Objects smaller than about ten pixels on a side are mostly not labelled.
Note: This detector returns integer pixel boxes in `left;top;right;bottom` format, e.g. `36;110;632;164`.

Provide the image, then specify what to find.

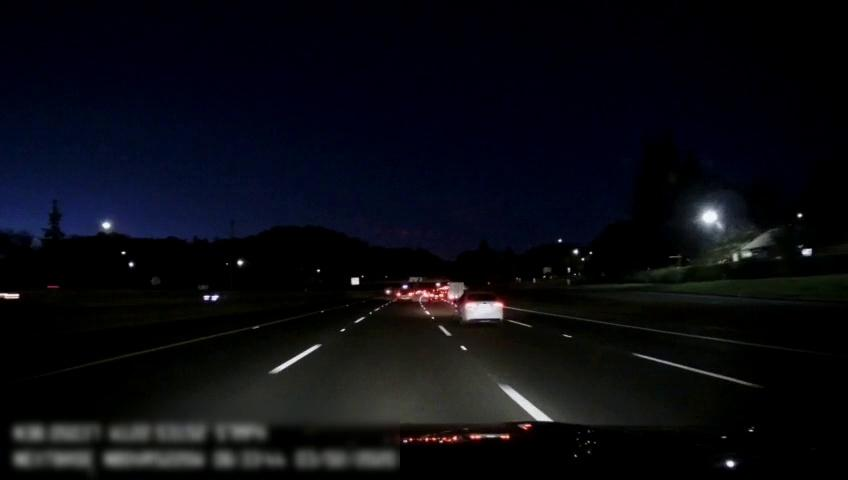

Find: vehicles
455;290;504;328
447;282;463;303
202;291;226;303
429;290;444;302
396;289;413;303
